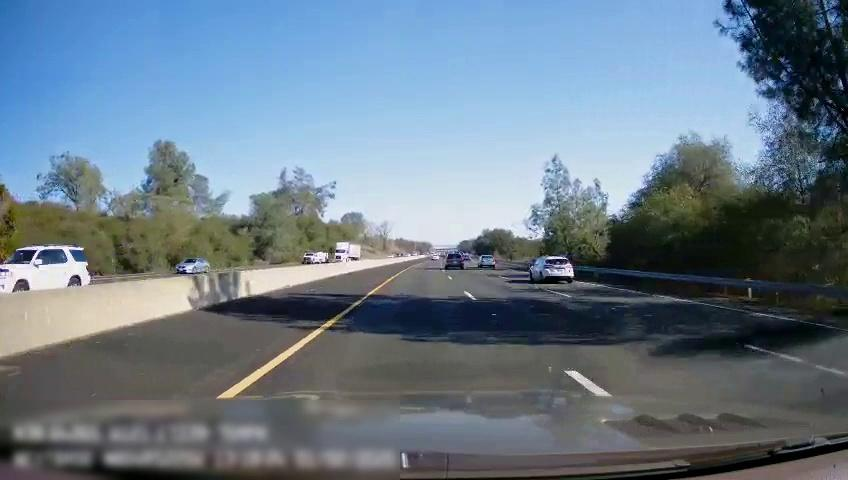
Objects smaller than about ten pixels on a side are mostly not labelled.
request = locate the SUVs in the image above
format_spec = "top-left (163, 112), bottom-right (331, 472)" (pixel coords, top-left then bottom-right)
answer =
top-left (0, 246), bottom-right (91, 293)
top-left (444, 253), bottom-right (465, 270)
top-left (528, 255), bottom-right (575, 285)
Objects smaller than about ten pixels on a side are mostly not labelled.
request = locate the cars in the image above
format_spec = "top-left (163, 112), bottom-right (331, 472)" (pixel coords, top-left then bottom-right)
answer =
top-left (175, 258), bottom-right (209, 275)
top-left (477, 255), bottom-right (496, 269)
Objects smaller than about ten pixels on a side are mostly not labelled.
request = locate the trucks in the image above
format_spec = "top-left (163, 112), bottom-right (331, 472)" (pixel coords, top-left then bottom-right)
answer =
top-left (334, 242), bottom-right (361, 263)
top-left (302, 247), bottom-right (329, 264)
